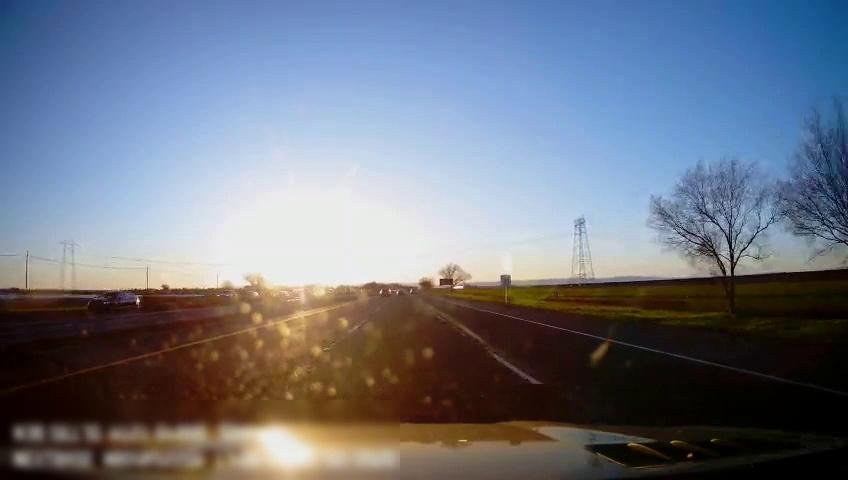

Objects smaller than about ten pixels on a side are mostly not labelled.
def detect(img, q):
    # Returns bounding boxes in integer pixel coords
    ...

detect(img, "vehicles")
[87,291,140,314]
[243,290,261,298]
[217,289,238,299]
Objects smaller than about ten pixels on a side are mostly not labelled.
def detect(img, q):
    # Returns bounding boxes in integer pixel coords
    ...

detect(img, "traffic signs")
[500,275,511,288]
[440,278,453,286]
